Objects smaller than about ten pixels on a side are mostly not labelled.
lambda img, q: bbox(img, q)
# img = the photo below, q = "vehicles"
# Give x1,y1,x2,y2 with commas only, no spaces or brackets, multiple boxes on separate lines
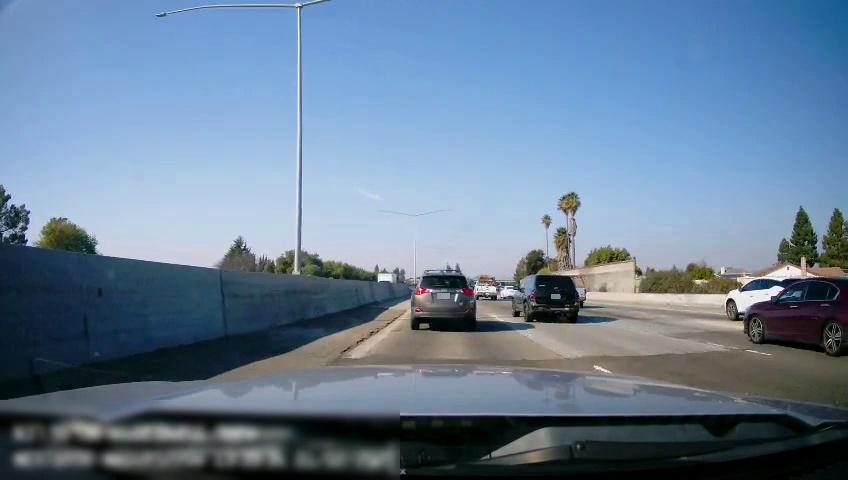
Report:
510,273,580,323
565,276,587,309
377,272,397,283
742,276,848,357
407,269,477,332
472,275,499,301
500,285,519,300
724,275,808,322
